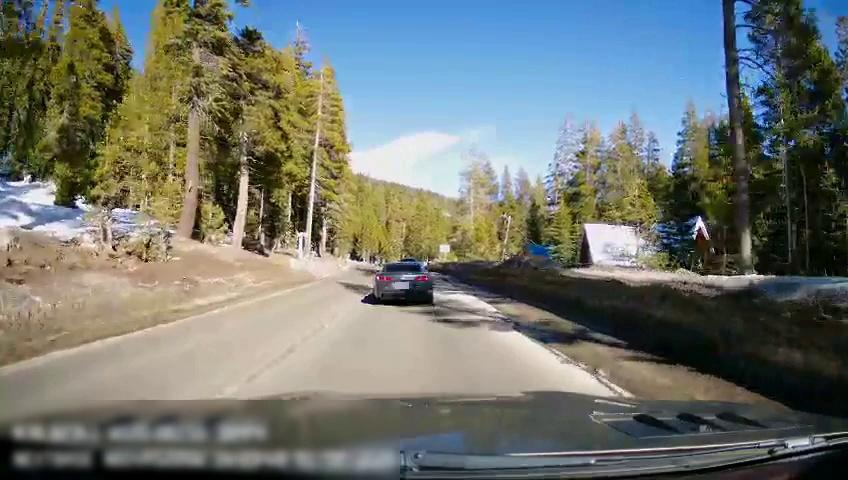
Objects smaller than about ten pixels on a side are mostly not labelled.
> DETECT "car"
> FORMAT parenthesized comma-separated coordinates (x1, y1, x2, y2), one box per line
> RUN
(374, 260, 434, 302)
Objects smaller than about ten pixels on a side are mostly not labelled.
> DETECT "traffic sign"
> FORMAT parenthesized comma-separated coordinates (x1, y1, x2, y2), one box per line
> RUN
(439, 243, 451, 254)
